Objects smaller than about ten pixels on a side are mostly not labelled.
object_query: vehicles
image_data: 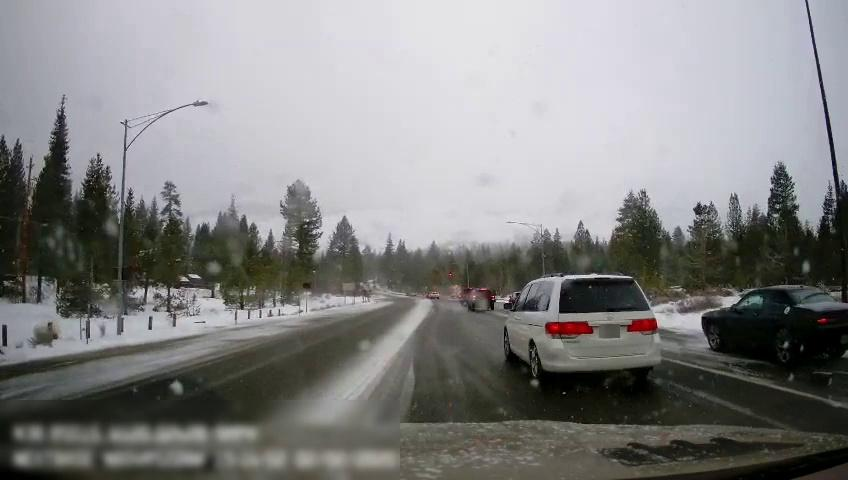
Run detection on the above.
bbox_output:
[428,291,440,299]
[466,289,495,311]
[501,271,664,381]
[700,283,848,365]
[457,286,473,301]
[450,285,462,300]
[509,291,521,304]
